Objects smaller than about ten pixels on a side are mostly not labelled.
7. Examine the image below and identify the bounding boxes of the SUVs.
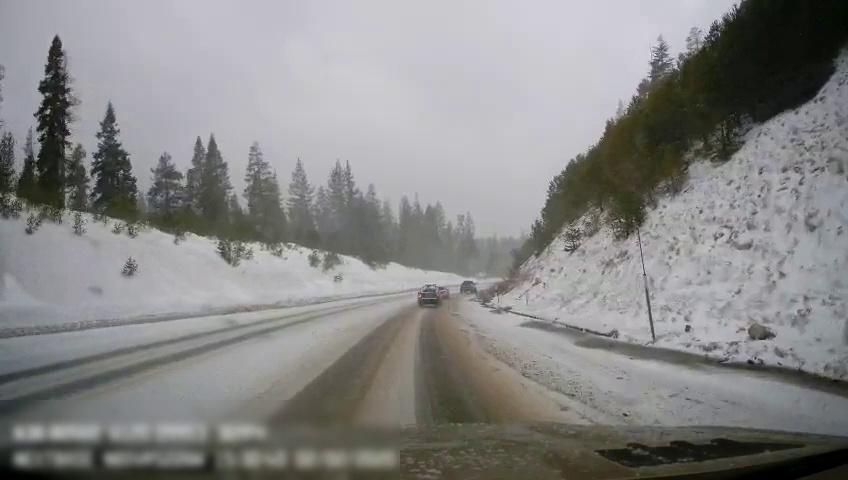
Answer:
[417,283,441,307]
[460,281,476,294]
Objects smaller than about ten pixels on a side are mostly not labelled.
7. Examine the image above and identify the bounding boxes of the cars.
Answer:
[436,287,450,300]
